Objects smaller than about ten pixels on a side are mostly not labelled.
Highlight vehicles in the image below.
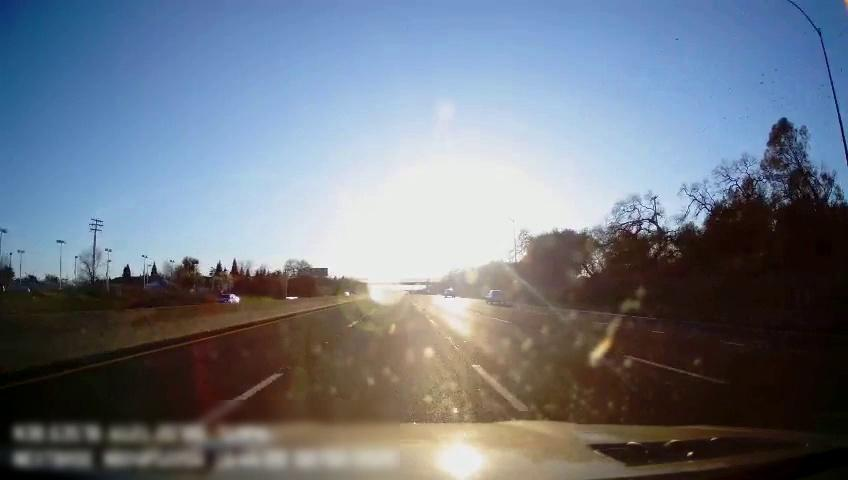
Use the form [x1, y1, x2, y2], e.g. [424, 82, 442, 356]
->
[444, 288, 456, 298]
[485, 290, 506, 304]
[214, 294, 240, 305]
